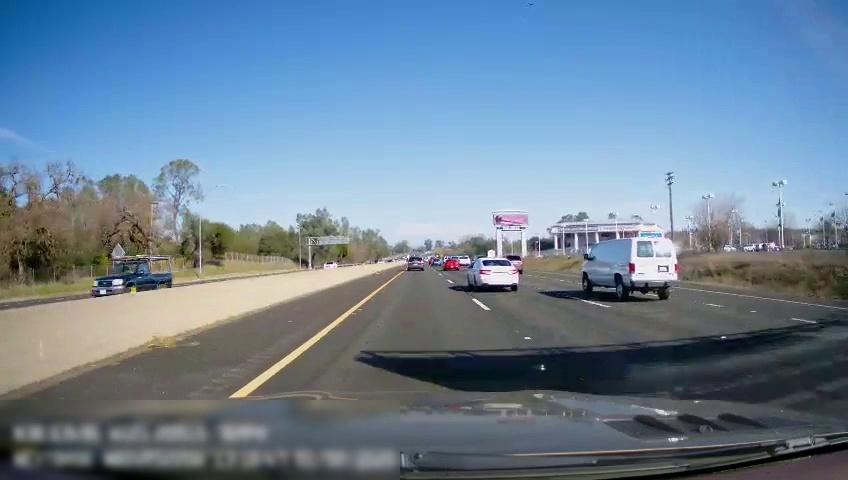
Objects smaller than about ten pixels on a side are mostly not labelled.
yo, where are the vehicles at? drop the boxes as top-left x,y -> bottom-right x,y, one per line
455,255 -> 472,267
470,256 -> 485,269
466,258 -> 519,292
443,259 -> 460,271
582,238 -> 678,302
407,256 -> 425,271
498,255 -> 525,274
89,253 -> 172,298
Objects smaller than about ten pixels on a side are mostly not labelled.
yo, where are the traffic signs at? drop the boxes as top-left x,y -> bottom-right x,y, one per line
111,243 -> 126,261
